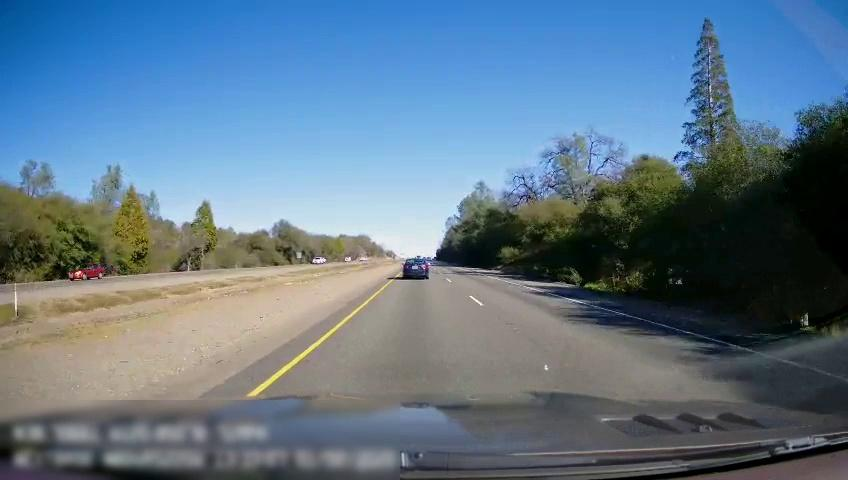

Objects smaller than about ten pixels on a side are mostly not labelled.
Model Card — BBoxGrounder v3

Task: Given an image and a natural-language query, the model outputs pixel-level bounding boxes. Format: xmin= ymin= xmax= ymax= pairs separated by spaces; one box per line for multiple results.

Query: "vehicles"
xmin=401 ymin=257 xmax=429 ymax=281
xmin=66 ymin=264 xmax=107 ymax=281
xmin=312 ymin=256 xmax=327 ymax=265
